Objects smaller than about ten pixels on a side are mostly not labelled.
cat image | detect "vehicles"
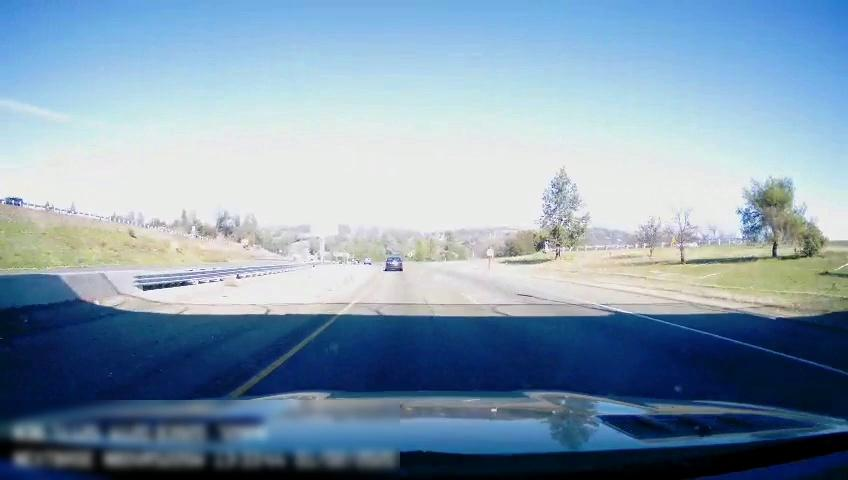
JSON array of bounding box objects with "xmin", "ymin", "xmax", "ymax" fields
[
  {"xmin": 384, "ymin": 255, "xmax": 405, "ymax": 272},
  {"xmin": 362, "ymin": 257, "xmax": 372, "ymax": 265}
]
